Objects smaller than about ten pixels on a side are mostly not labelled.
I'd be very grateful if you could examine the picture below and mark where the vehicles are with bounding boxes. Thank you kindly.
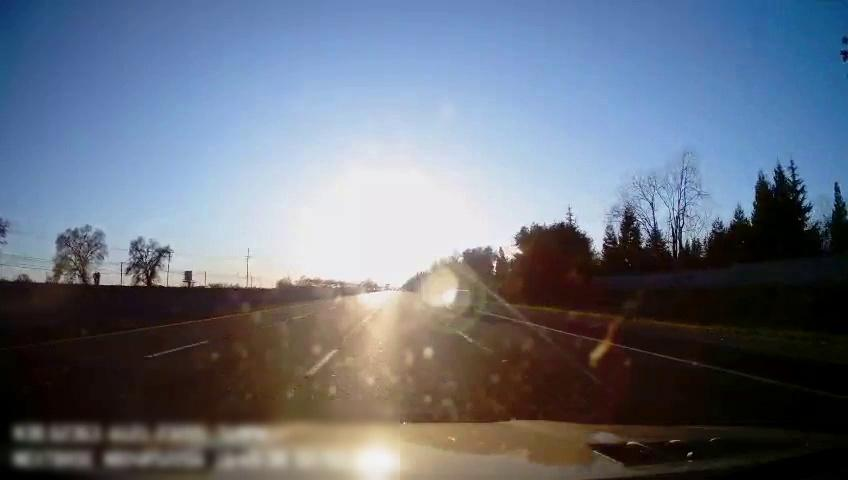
[443,289,475,313]
[194,285,212,291]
